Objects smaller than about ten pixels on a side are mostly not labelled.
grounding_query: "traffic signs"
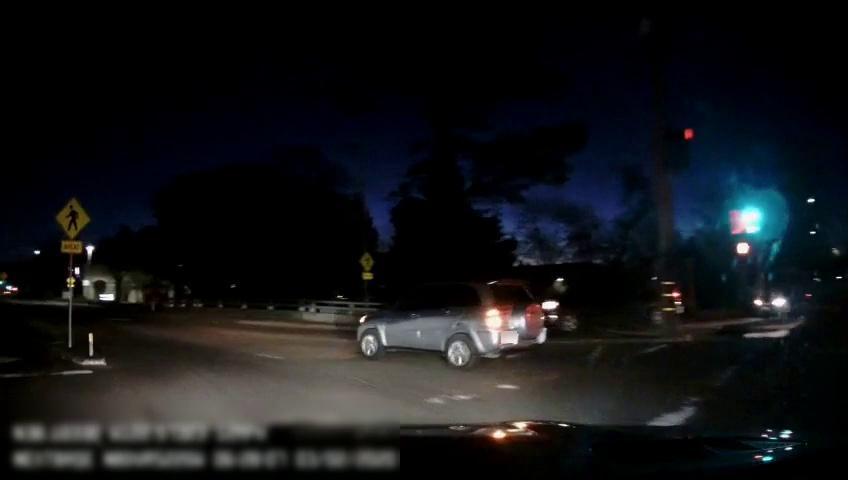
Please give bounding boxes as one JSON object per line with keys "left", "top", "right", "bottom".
{"left": 359, "top": 252, "right": 376, "bottom": 270}
{"left": 363, "top": 272, "right": 374, "bottom": 280}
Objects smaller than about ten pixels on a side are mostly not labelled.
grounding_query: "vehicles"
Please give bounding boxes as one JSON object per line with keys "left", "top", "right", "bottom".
{"left": 355, "top": 277, "right": 547, "bottom": 372}
{"left": 753, "top": 283, "right": 801, "bottom": 316}
{"left": 542, "top": 272, "right": 684, "bottom": 335}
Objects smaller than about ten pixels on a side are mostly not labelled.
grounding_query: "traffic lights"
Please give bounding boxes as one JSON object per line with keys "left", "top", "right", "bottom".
{"left": 743, "top": 201, "right": 761, "bottom": 233}
{"left": 678, "top": 122, "right": 695, "bottom": 162}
